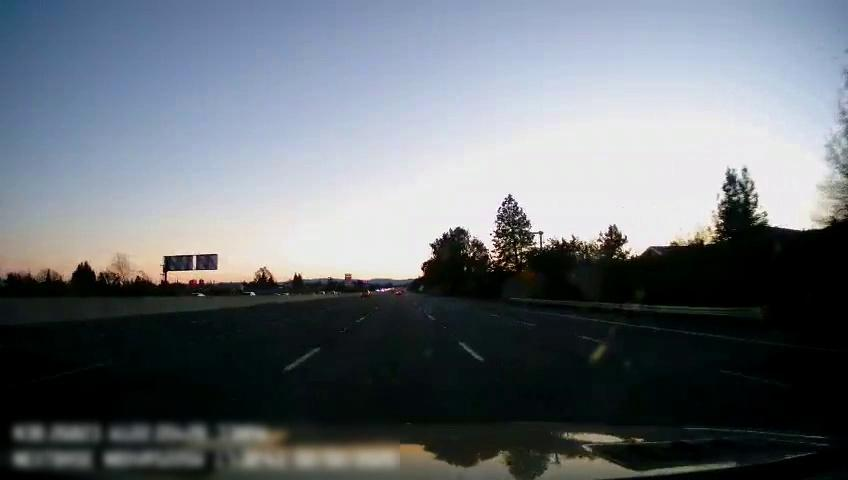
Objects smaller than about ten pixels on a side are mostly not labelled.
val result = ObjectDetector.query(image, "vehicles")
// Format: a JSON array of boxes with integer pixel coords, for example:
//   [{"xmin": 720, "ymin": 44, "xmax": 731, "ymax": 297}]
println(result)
[
  {"xmin": 189, "ymin": 293, "xmax": 205, "ymax": 297},
  {"xmin": 360, "ymin": 289, "xmax": 371, "ymax": 298},
  {"xmin": 241, "ymin": 292, "xmax": 256, "ymax": 297}
]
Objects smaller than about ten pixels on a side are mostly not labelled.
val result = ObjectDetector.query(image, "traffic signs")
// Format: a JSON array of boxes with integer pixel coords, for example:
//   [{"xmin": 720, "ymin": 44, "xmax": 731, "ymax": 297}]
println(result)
[{"xmin": 524, "ymin": 270, "xmax": 536, "ymax": 284}]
